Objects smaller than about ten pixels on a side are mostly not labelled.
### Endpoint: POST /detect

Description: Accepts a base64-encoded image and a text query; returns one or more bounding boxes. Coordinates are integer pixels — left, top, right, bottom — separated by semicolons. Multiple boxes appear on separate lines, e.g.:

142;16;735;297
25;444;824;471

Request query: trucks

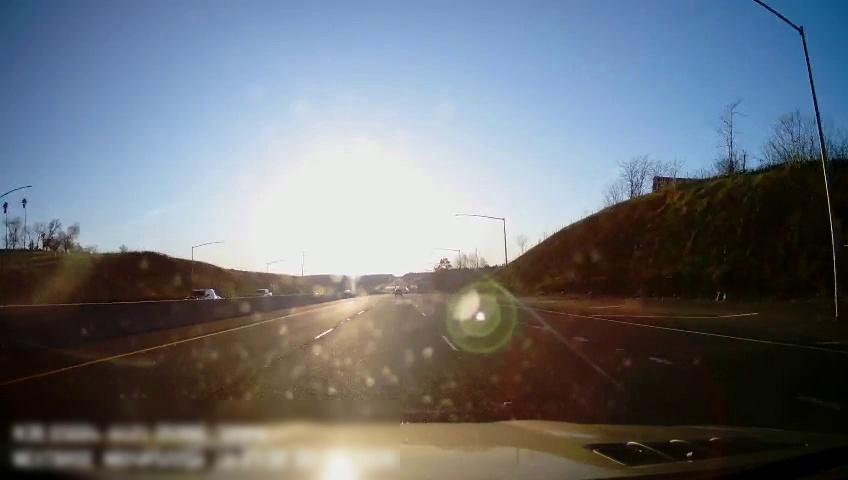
255;288;273;297
183;288;222;300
